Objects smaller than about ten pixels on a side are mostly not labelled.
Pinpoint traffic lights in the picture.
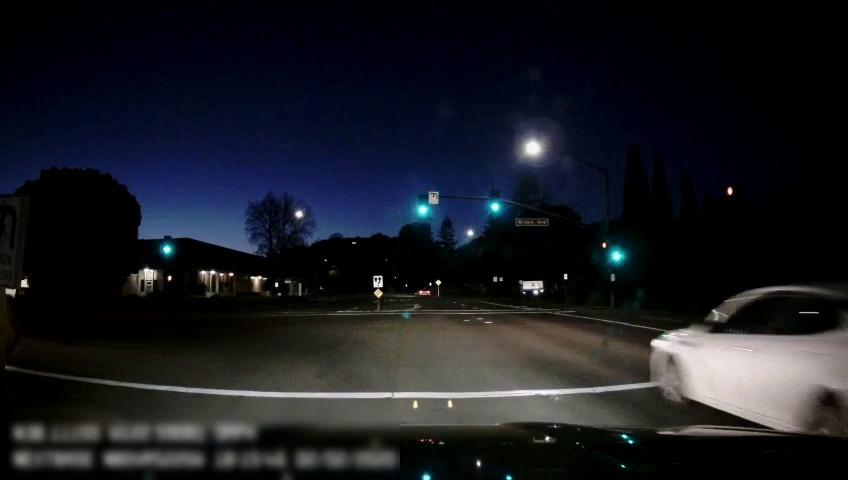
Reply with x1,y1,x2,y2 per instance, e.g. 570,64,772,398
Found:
612,239,620,260
164,235,172,253
419,194,428,215
492,193,499,211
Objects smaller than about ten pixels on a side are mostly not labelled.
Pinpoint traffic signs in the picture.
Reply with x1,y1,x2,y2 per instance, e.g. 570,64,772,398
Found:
0,195,28,293
373,289,384,298
0,300,18,368
428,191,439,204
373,275,383,288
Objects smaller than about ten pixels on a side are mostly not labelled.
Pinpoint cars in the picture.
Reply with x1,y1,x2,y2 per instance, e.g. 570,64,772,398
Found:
649,286,848,437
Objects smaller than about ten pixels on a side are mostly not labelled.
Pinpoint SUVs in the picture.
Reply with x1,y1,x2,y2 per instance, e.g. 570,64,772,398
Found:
416,286,432,297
